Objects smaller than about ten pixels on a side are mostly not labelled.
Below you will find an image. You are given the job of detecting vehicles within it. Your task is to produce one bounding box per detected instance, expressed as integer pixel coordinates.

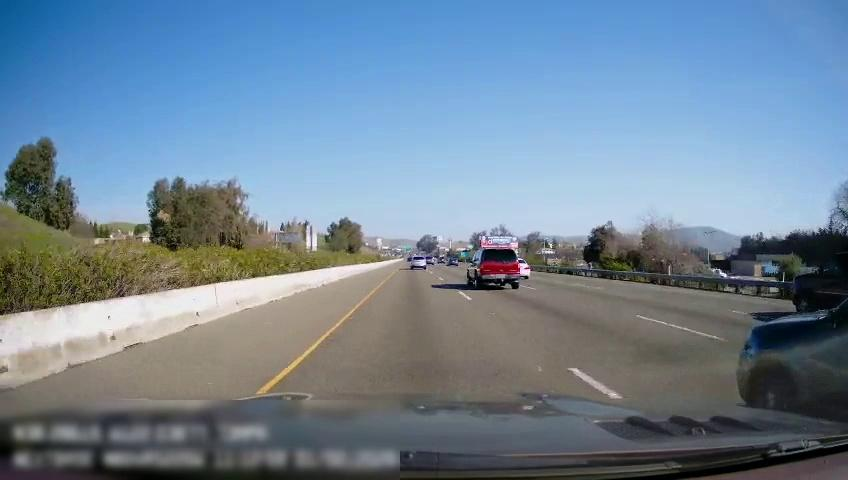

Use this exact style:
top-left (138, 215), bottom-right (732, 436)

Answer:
top-left (446, 255), bottom-right (459, 266)
top-left (409, 256), bottom-right (427, 270)
top-left (466, 247), bottom-right (521, 290)
top-left (518, 258), bottom-right (530, 280)
top-left (738, 295), bottom-right (848, 424)
top-left (423, 255), bottom-right (435, 265)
